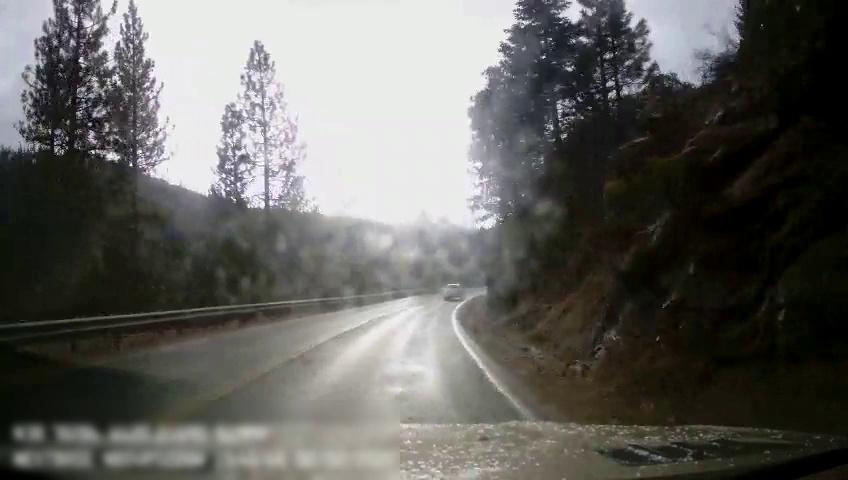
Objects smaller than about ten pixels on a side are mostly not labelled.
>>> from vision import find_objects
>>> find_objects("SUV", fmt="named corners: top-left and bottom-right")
top-left (442, 282), bottom-right (465, 301)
